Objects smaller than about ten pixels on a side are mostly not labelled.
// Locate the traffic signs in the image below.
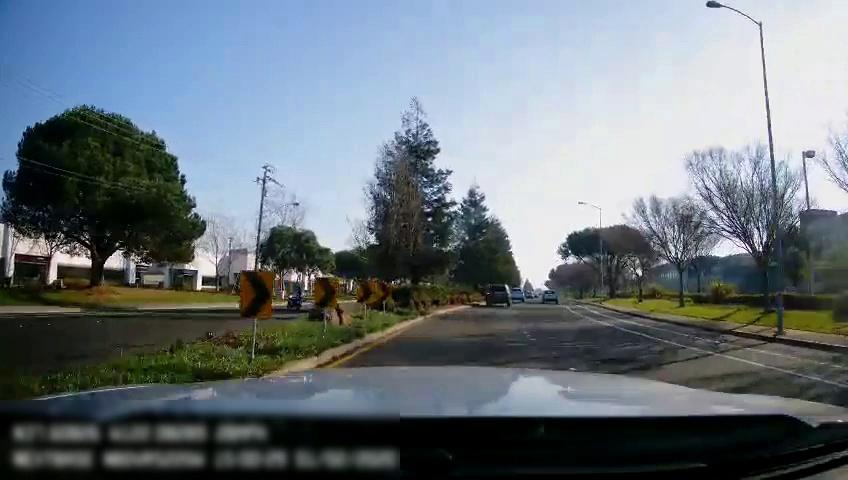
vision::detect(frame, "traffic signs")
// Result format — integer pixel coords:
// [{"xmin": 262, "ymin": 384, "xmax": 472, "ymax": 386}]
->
[
  {"xmin": 376, "ymin": 282, "xmax": 392, "ymax": 301},
  {"xmin": 356, "ymin": 280, "xmax": 377, "ymax": 305},
  {"xmin": 314, "ymin": 277, "xmax": 339, "ymax": 307},
  {"xmin": 239, "ymin": 270, "xmax": 275, "ymax": 320}
]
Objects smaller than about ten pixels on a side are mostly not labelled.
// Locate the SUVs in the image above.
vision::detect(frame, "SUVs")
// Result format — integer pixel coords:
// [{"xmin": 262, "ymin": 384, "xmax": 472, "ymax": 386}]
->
[
  {"xmin": 485, "ymin": 282, "xmax": 512, "ymax": 309},
  {"xmin": 541, "ymin": 290, "xmax": 559, "ymax": 305},
  {"xmin": 504, "ymin": 287, "xmax": 525, "ymax": 303}
]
